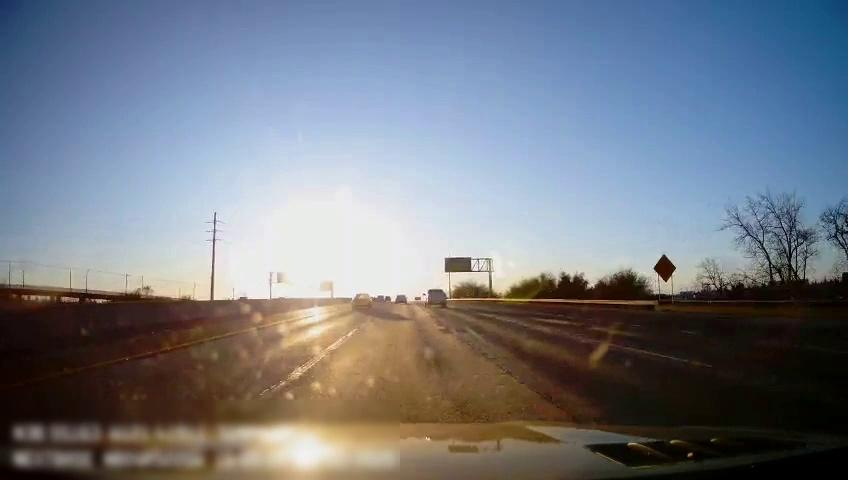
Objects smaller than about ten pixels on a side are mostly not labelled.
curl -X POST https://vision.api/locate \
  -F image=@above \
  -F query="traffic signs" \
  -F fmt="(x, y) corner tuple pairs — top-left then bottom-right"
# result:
(653, 254), (677, 283)
(310, 281), (332, 292)
(276, 272), (297, 285)
(443, 256), (472, 273)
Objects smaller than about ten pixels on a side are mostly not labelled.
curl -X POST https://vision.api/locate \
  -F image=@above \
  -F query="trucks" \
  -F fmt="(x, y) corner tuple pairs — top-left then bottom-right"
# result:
(423, 289), (448, 309)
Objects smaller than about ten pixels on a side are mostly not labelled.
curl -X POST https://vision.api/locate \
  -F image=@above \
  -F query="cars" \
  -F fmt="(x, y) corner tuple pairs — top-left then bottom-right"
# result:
(353, 292), (374, 310)
(394, 293), (409, 305)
